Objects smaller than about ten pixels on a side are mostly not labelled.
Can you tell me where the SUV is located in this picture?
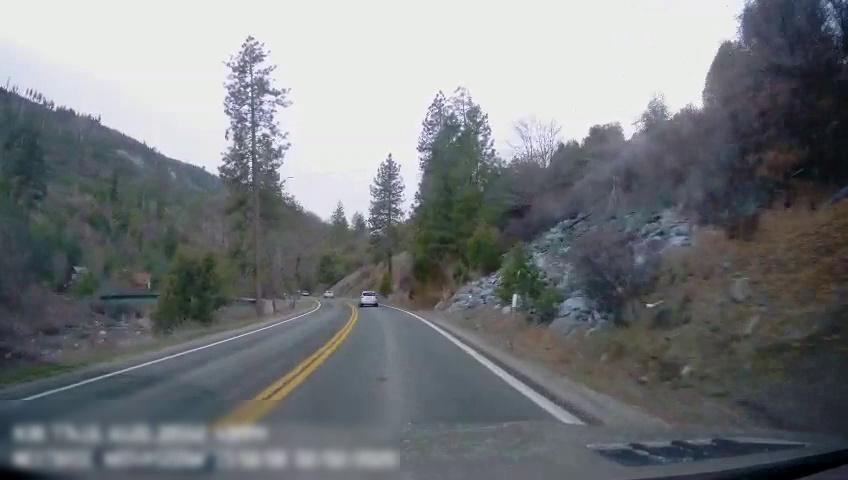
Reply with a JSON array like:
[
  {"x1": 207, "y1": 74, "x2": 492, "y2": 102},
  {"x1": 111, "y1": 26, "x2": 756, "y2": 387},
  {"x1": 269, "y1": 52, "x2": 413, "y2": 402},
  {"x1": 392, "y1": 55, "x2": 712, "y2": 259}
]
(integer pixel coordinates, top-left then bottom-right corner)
[{"x1": 323, "y1": 290, "x2": 334, "y2": 299}]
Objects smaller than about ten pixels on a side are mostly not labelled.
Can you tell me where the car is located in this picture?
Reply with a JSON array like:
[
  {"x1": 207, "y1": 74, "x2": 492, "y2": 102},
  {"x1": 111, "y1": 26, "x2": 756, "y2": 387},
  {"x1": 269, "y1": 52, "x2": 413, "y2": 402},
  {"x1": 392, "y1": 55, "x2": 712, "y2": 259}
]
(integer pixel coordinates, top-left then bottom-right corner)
[{"x1": 359, "y1": 291, "x2": 379, "y2": 308}]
